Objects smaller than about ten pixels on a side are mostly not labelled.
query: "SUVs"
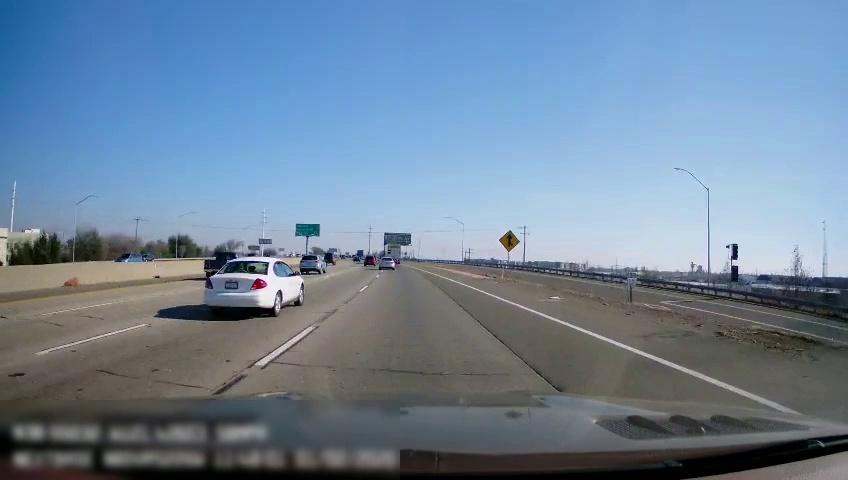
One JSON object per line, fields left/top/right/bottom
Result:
{"left": 377, "top": 256, "right": 396, "bottom": 271}
{"left": 322, "top": 252, "right": 337, "bottom": 266}
{"left": 299, "top": 255, "right": 329, "bottom": 275}
{"left": 363, "top": 255, "right": 378, "bottom": 267}
{"left": 114, "top": 252, "right": 143, "bottom": 264}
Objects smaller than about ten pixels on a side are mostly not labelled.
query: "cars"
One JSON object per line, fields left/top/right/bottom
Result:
{"left": 201, "top": 255, "right": 306, "bottom": 320}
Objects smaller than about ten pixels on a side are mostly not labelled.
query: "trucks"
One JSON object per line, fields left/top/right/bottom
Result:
{"left": 384, "top": 243, "right": 401, "bottom": 264}
{"left": 202, "top": 250, "right": 238, "bottom": 278}
{"left": 140, "top": 253, "right": 157, "bottom": 262}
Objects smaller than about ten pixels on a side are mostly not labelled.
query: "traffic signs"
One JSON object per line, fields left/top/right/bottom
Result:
{"left": 499, "top": 229, "right": 521, "bottom": 252}
{"left": 294, "top": 223, "right": 322, "bottom": 237}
